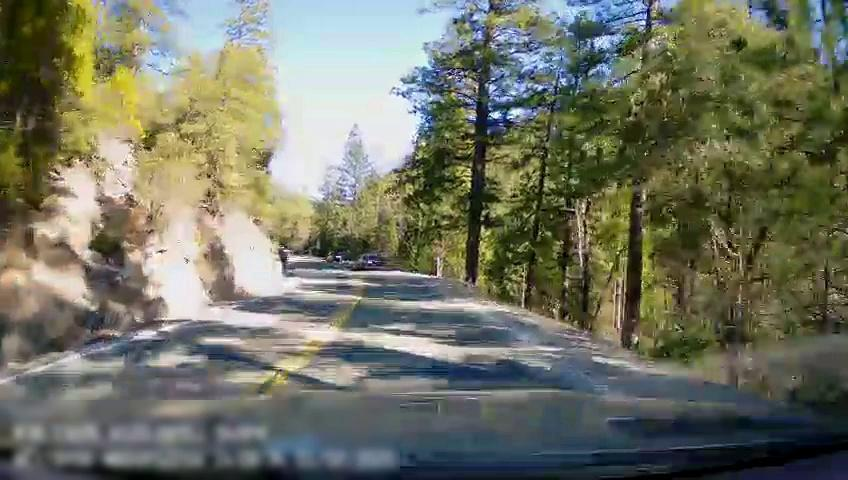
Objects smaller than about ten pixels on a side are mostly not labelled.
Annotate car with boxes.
[352,253,378,271]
